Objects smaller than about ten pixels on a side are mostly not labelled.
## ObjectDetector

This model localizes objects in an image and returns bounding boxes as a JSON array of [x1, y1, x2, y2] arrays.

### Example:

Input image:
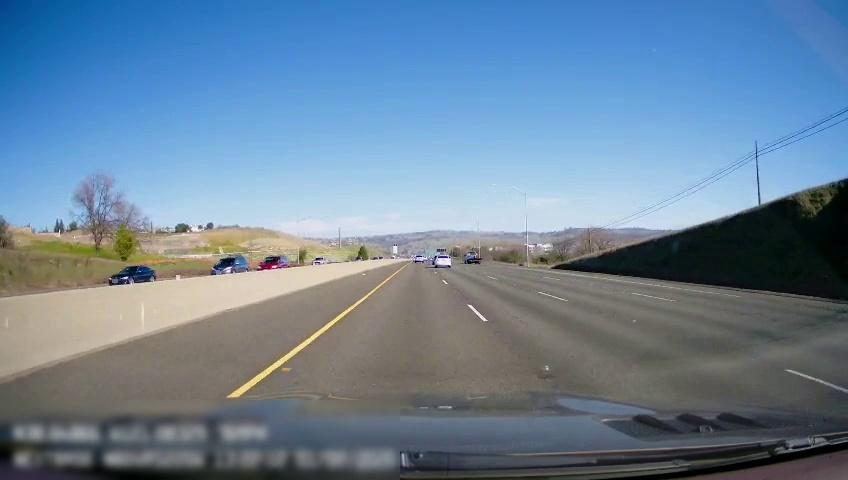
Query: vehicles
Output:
[[108, 265, 156, 285], [463, 251, 481, 264], [312, 256, 327, 266], [257, 256, 287, 270], [211, 257, 249, 275], [413, 254, 424, 264], [434, 253, 452, 267]]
